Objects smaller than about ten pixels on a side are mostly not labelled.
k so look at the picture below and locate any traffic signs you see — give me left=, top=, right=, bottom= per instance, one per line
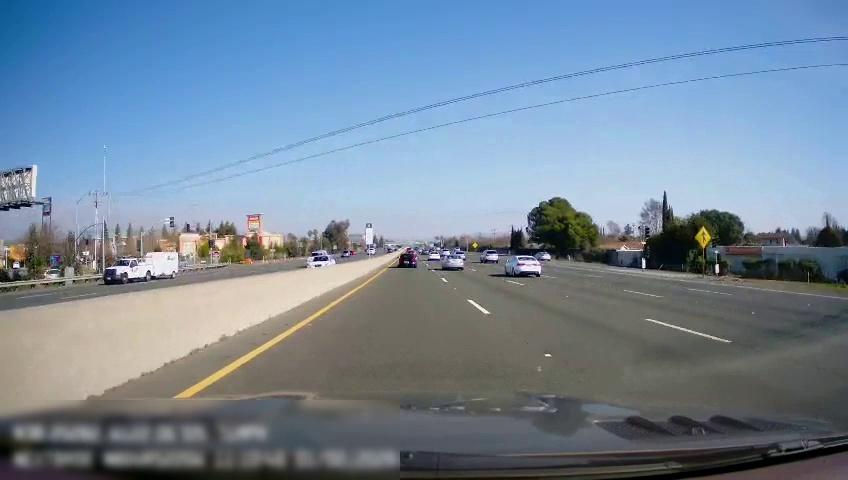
left=693, top=225, right=712, bottom=249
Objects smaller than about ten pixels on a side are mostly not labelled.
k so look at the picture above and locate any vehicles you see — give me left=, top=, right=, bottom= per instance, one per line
left=504, top=255, right=542, bottom=278
left=440, top=254, right=465, bottom=271
left=144, top=252, right=179, bottom=280
left=427, top=251, right=441, bottom=262
left=306, top=250, right=328, bottom=265
left=398, top=253, right=417, bottom=268
left=534, top=251, right=551, bottom=262
left=479, top=249, right=498, bottom=263
left=102, top=257, right=153, bottom=286
left=44, top=268, right=63, bottom=279
left=311, top=255, right=336, bottom=268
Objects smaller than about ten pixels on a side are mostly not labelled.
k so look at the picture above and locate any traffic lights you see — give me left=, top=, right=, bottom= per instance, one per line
left=169, top=216, right=175, bottom=228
